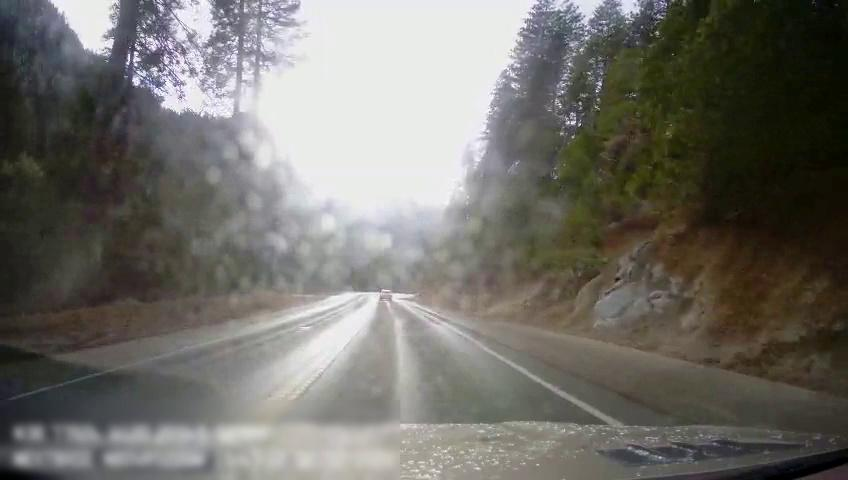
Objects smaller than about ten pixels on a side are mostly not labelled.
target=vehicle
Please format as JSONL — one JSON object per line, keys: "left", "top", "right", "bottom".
{"left": 379, "top": 289, "right": 393, "bottom": 301}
